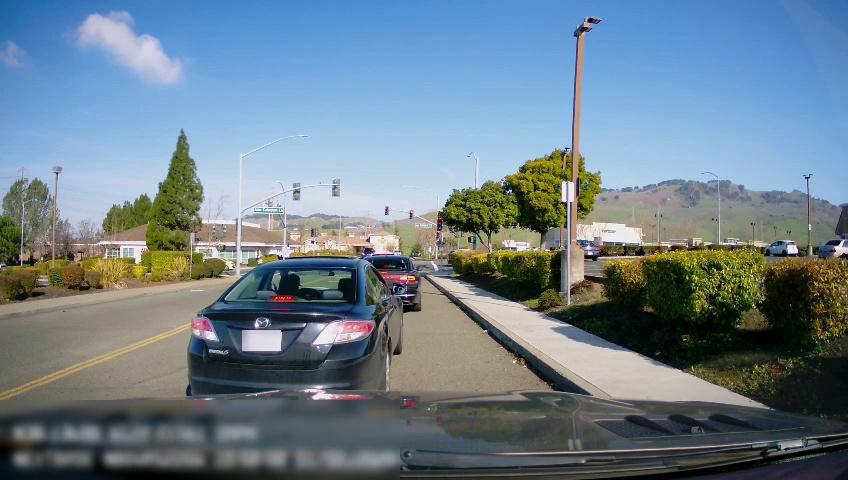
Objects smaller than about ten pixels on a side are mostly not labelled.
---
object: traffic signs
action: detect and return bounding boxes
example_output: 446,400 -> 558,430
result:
417,222 -> 433,229
254,205 -> 285,216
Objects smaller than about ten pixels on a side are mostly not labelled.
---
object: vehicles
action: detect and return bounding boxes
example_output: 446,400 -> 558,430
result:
204,255 -> 235,270
577,237 -> 602,260
361,245 -> 374,255
184,255 -> 405,396
367,255 -> 424,311
764,239 -> 799,256
447,247 -> 465,264
817,237 -> 848,270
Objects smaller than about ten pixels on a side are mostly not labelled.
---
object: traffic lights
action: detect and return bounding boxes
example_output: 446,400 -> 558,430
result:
291,183 -> 300,201
331,179 -> 340,196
